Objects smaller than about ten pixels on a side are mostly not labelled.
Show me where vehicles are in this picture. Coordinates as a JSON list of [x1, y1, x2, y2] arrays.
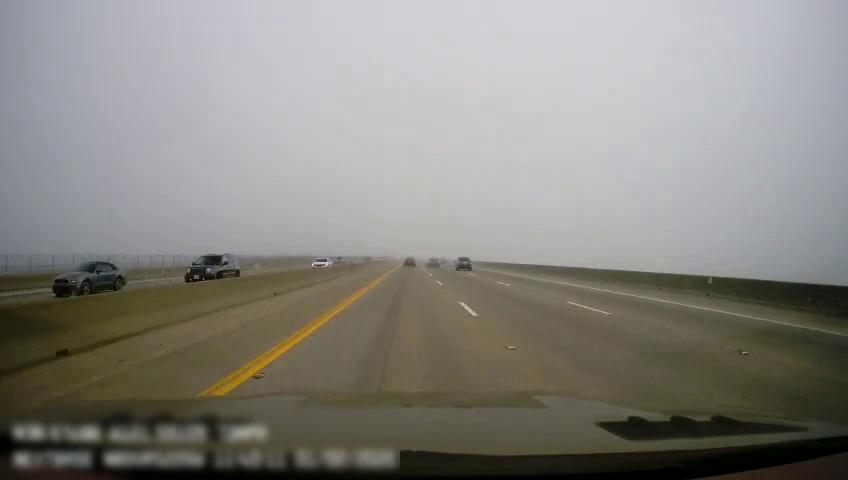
[[425, 257, 441, 268], [333, 256, 345, 265], [403, 257, 416, 268], [454, 257, 473, 272], [311, 257, 333, 270], [51, 260, 129, 297], [182, 252, 242, 285]]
